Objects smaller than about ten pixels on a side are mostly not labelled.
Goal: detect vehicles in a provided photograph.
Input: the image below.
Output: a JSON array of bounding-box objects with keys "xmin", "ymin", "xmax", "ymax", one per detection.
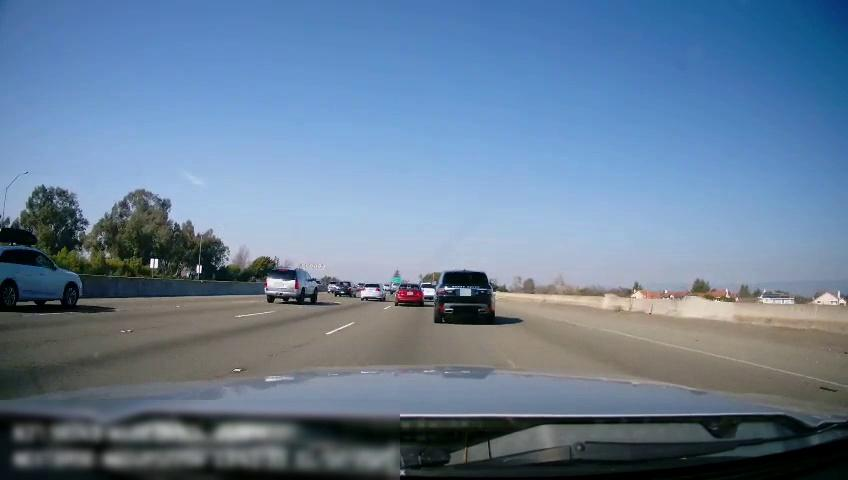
[
  {"xmin": 0, "ymin": 227, "xmax": 84, "ymax": 312},
  {"xmin": 433, "ymin": 270, "xmax": 496, "ymax": 324},
  {"xmin": 394, "ymin": 282, "xmax": 425, "ymax": 307},
  {"xmin": 360, "ymin": 283, "xmax": 387, "ymax": 301},
  {"xmin": 327, "ymin": 280, "xmax": 347, "ymax": 295},
  {"xmin": 334, "ymin": 281, "xmax": 357, "ymax": 299},
  {"xmin": 389, "ymin": 282, "xmax": 404, "ymax": 295},
  {"xmin": 414, "ymin": 282, "xmax": 435, "ymax": 302},
  {"xmin": 264, "ymin": 267, "xmax": 319, "ymax": 305}
]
